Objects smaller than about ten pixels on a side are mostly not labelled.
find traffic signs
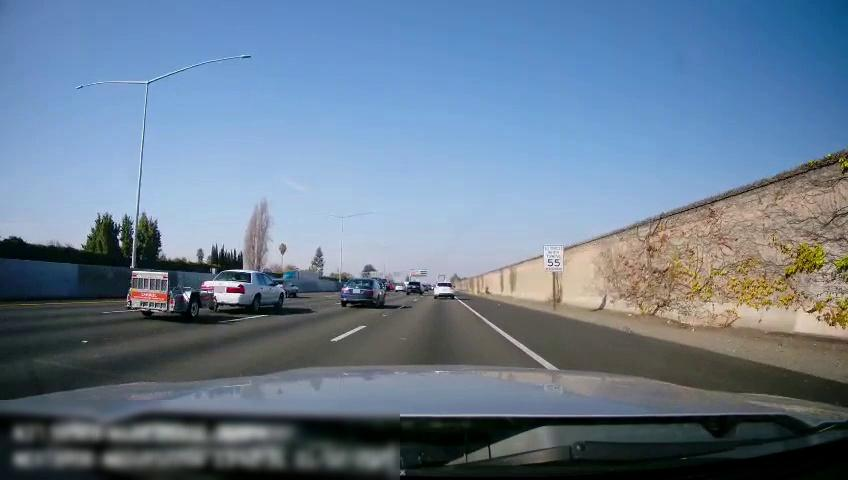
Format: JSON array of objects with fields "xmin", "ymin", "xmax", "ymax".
[
  {"xmin": 411, "ymin": 270, "xmax": 427, "ymax": 276},
  {"xmin": 543, "ymin": 244, "xmax": 564, "ymax": 272}
]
